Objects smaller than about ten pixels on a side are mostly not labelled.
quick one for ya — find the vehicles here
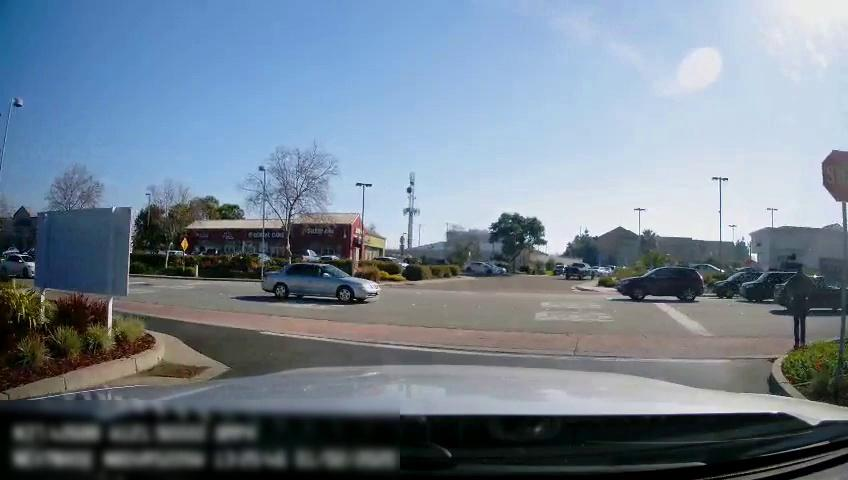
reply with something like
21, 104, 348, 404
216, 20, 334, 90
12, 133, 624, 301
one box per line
773, 275, 848, 314
553, 266, 566, 277
616, 266, 705, 304
261, 262, 381, 306
711, 272, 765, 299
739, 272, 802, 304
564, 263, 596, 280
590, 265, 606, 278
0, 255, 46, 280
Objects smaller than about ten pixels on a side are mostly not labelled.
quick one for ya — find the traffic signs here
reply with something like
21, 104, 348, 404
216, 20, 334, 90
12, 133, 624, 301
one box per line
821, 149, 848, 203
181, 238, 189, 251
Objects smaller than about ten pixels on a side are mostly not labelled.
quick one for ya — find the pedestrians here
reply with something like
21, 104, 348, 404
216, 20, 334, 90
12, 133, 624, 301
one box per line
782, 264, 814, 348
